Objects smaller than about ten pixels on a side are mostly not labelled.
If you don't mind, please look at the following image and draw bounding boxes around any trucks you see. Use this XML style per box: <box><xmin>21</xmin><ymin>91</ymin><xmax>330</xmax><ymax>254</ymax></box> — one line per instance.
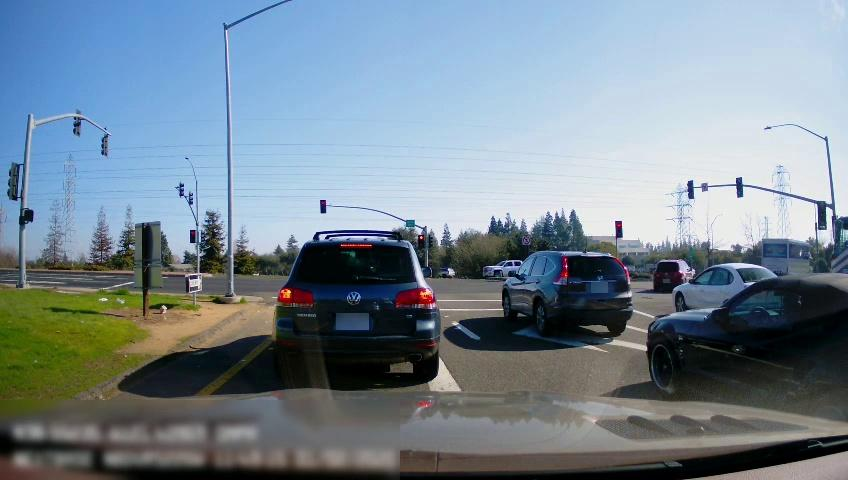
<box><xmin>760</xmin><ymin>238</ymin><xmax>816</xmax><ymax>276</ymax></box>
<box><xmin>826</xmin><ymin>217</ymin><xmax>848</xmax><ymax>274</ymax></box>
<box><xmin>480</xmin><ymin>260</ymin><xmax>522</xmax><ymax>281</ymax></box>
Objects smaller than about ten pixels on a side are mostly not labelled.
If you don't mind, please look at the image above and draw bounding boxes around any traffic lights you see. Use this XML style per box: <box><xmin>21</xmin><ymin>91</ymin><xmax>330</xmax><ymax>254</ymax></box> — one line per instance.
<box><xmin>188</xmin><ymin>192</ymin><xmax>195</xmax><ymax>206</ymax></box>
<box><xmin>71</xmin><ymin>111</ymin><xmax>82</xmax><ymax>136</ymax></box>
<box><xmin>429</xmin><ymin>237</ymin><xmax>435</xmax><ymax>250</ymax></box>
<box><xmin>23</xmin><ymin>209</ymin><xmax>34</xmax><ymax>223</ymax></box>
<box><xmin>320</xmin><ymin>199</ymin><xmax>327</xmax><ymax>214</ymax></box>
<box><xmin>615</xmin><ymin>221</ymin><xmax>625</xmax><ymax>240</ymax></box>
<box><xmin>739</xmin><ymin>177</ymin><xmax>748</xmax><ymax>198</ymax></box>
<box><xmin>417</xmin><ymin>235</ymin><xmax>425</xmax><ymax>247</ymax></box>
<box><xmin>817</xmin><ymin>200</ymin><xmax>828</xmax><ymax>222</ymax></box>
<box><xmin>176</xmin><ymin>182</ymin><xmax>185</xmax><ymax>198</ymax></box>
<box><xmin>6</xmin><ymin>164</ymin><xmax>18</xmax><ymax>202</ymax></box>
<box><xmin>686</xmin><ymin>179</ymin><xmax>695</xmax><ymax>201</ymax></box>
<box><xmin>190</xmin><ymin>230</ymin><xmax>197</xmax><ymax>244</ymax></box>
<box><xmin>101</xmin><ymin>134</ymin><xmax>109</xmax><ymax>157</ymax></box>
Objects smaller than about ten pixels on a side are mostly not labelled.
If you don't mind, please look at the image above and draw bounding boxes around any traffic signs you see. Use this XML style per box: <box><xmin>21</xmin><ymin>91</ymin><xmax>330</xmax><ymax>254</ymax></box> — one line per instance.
<box><xmin>405</xmin><ymin>220</ymin><xmax>416</xmax><ymax>228</ymax></box>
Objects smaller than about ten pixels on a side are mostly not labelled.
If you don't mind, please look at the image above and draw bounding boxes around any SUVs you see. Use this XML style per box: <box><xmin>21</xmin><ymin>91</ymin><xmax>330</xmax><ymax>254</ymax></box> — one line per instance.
<box><xmin>272</xmin><ymin>239</ymin><xmax>442</xmax><ymax>383</ymax></box>
<box><xmin>652</xmin><ymin>259</ymin><xmax>696</xmax><ymax>293</ymax></box>
<box><xmin>502</xmin><ymin>249</ymin><xmax>635</xmax><ymax>341</ymax></box>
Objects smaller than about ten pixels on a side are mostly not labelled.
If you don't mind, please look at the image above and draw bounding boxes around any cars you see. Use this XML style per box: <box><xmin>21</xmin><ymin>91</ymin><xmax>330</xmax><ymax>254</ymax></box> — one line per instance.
<box><xmin>671</xmin><ymin>262</ymin><xmax>778</xmax><ymax>313</ymax></box>
<box><xmin>645</xmin><ymin>274</ymin><xmax>848</xmax><ymax>415</ymax></box>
